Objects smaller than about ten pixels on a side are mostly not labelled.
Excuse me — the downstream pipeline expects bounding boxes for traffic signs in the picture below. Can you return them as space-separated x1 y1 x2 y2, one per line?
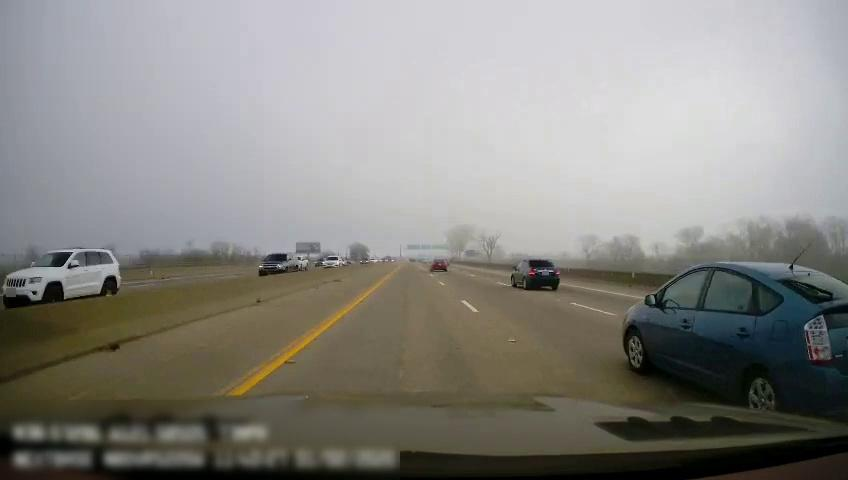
420 244 432 250
406 244 420 250
431 244 449 250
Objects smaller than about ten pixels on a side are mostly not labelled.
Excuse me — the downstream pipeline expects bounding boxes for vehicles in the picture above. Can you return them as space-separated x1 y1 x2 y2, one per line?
620 259 848 425
313 258 326 268
1 246 123 310
509 257 561 291
322 255 345 269
359 257 371 265
429 258 449 273
295 255 309 272
256 251 300 277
